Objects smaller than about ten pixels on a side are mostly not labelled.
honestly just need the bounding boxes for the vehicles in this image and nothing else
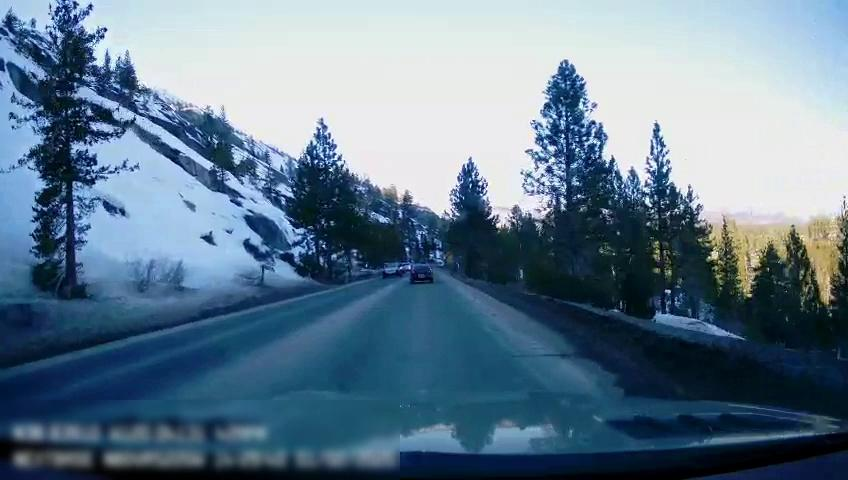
[382,263,401,278]
[410,264,435,285]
